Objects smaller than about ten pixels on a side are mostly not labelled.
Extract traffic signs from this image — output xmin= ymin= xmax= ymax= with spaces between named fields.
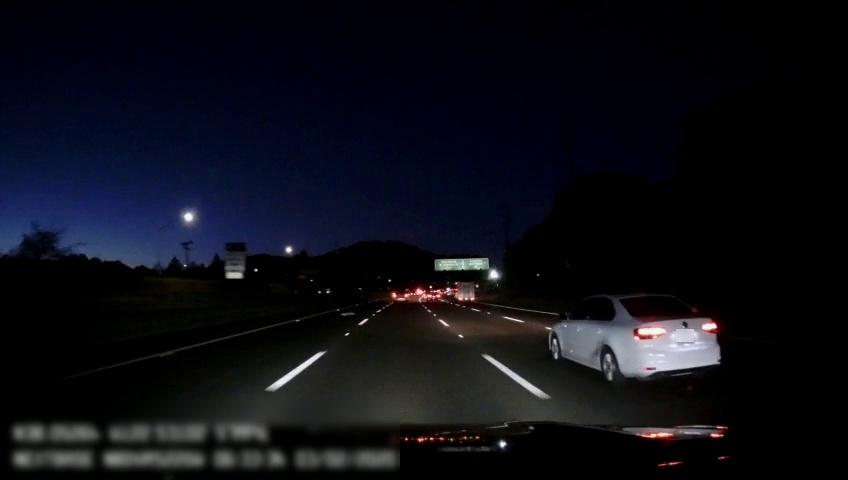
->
xmin=463 ymin=257 xmax=490 ymax=271
xmin=434 ymin=258 xmax=463 ymax=271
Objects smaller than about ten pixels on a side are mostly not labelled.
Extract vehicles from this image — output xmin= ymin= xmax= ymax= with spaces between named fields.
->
xmin=454 ymin=281 xmax=476 ymax=307
xmin=426 ymin=291 xmax=441 ymax=303
xmin=392 ymin=290 xmax=408 ymax=303
xmin=548 ymin=292 xmax=723 ymax=392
